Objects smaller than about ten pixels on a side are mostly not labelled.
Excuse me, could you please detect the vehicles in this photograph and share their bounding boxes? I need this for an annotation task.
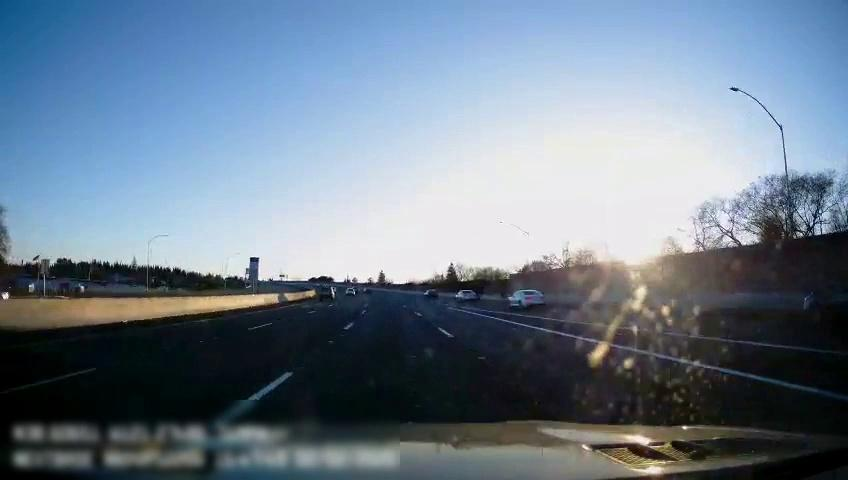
[318,283,335,299]
[507,289,545,311]
[456,289,476,302]
[424,288,438,297]
[345,286,356,296]
[0,291,10,300]
[800,280,848,328]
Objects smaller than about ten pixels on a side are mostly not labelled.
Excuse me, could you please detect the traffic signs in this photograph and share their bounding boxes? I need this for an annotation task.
[249,256,258,276]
